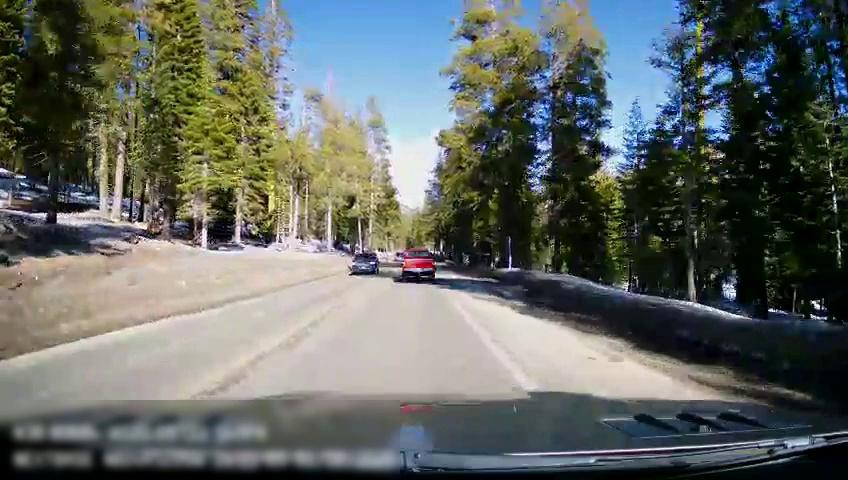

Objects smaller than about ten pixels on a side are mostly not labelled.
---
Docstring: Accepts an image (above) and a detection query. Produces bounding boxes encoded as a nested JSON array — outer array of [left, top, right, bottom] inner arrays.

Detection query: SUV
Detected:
[[351, 253, 380, 275]]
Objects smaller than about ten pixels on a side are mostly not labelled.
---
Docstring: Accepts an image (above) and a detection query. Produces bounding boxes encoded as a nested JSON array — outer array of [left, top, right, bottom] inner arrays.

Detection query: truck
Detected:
[[401, 250, 437, 283]]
